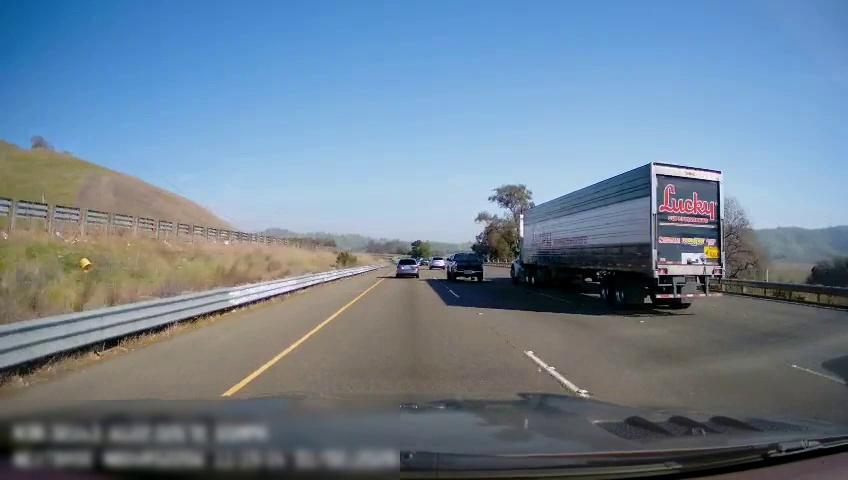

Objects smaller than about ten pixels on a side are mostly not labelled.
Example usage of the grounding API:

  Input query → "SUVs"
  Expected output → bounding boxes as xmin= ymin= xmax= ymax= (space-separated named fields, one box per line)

xmin=395 ymin=258 xmax=420 ymax=279
xmin=429 ymin=256 xmax=446 ymax=270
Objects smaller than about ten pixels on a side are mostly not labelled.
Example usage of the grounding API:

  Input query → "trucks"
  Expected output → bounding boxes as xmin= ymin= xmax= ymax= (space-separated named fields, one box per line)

xmin=446 ymin=251 xmax=484 ymax=282
xmin=508 ymin=158 xmax=726 ymax=310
